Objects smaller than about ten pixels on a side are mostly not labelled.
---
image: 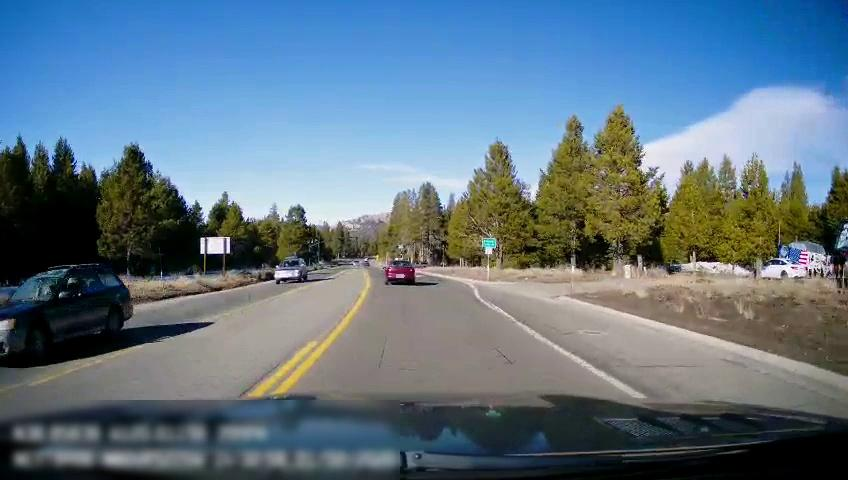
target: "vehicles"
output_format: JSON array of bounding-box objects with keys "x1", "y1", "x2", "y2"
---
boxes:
[
  {"x1": 274, "y1": 258, "x2": 308, "y2": 284},
  {"x1": 753, "y1": 258, "x2": 807, "y2": 282},
  {"x1": 410, "y1": 261, "x2": 429, "y2": 271},
  {"x1": 0, "y1": 263, "x2": 135, "y2": 366},
  {"x1": 383, "y1": 260, "x2": 416, "y2": 286}
]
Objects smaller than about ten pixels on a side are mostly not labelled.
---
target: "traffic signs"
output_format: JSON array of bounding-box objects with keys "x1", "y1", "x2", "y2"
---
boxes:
[{"x1": 199, "y1": 236, "x2": 231, "y2": 255}]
